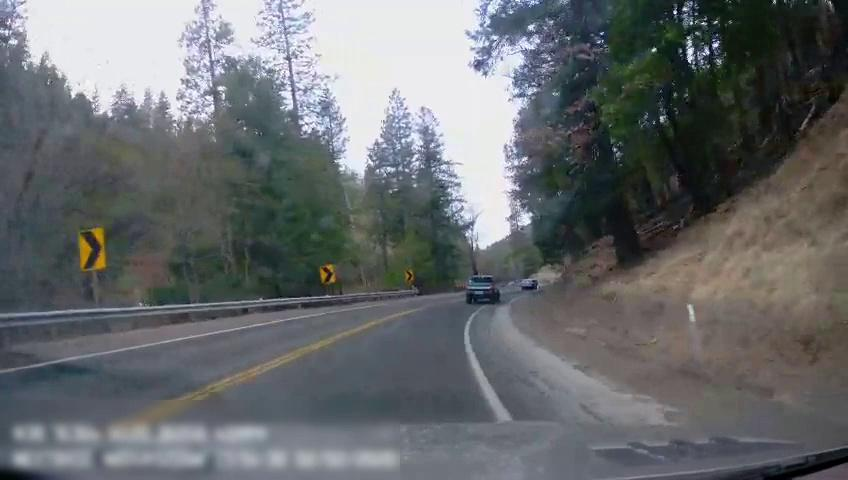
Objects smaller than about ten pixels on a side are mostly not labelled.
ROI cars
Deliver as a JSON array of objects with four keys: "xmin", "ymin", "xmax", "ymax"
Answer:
[{"xmin": 520, "ymin": 278, "xmax": 539, "ymax": 291}]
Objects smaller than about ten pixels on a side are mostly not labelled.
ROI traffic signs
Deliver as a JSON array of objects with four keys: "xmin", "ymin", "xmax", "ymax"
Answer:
[
  {"xmin": 405, "ymin": 271, "xmax": 414, "ymax": 282},
  {"xmin": 79, "ymin": 227, "xmax": 107, "ymax": 271},
  {"xmin": 319, "ymin": 264, "xmax": 335, "ymax": 284}
]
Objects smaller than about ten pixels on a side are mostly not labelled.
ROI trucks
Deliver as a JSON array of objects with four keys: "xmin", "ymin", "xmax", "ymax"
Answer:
[{"xmin": 464, "ymin": 274, "xmax": 501, "ymax": 304}]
